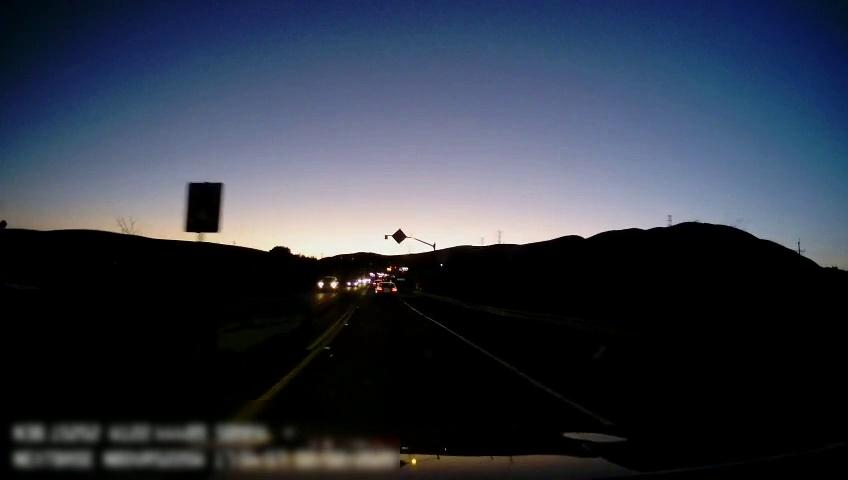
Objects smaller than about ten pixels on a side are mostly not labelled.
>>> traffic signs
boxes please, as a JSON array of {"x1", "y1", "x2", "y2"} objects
[
  {"x1": 391, "y1": 228, "x2": 407, "y2": 244},
  {"x1": 184, "y1": 181, "x2": 223, "y2": 233}
]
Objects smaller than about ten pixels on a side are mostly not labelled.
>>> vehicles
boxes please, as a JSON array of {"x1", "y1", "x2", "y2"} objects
[
  {"x1": 375, "y1": 281, "x2": 398, "y2": 297},
  {"x1": 372, "y1": 279, "x2": 384, "y2": 288},
  {"x1": 345, "y1": 279, "x2": 359, "y2": 288},
  {"x1": 316, "y1": 275, "x2": 339, "y2": 291}
]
